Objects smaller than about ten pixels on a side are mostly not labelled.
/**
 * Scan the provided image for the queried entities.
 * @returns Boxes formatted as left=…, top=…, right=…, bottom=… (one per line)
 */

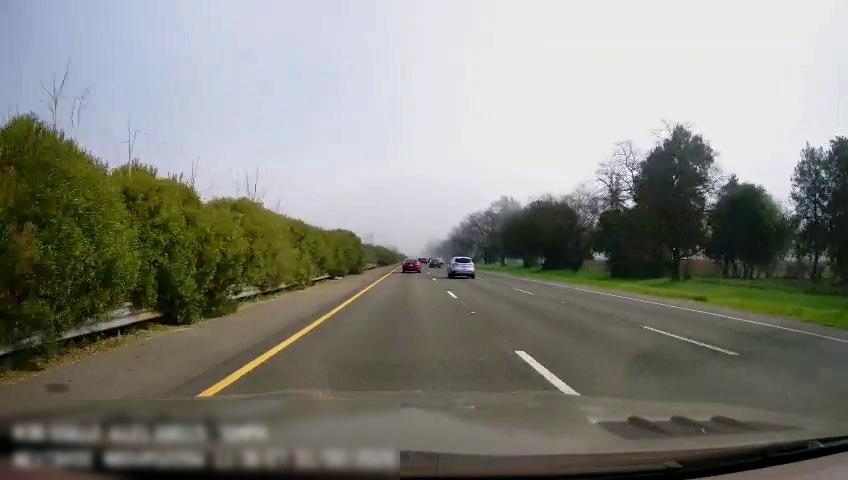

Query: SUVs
left=446, top=256, right=476, bottom=279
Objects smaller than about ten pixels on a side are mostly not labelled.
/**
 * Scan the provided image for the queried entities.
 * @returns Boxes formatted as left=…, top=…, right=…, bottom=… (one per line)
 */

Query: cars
left=428, top=258, right=441, bottom=268
left=401, top=257, right=422, bottom=275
